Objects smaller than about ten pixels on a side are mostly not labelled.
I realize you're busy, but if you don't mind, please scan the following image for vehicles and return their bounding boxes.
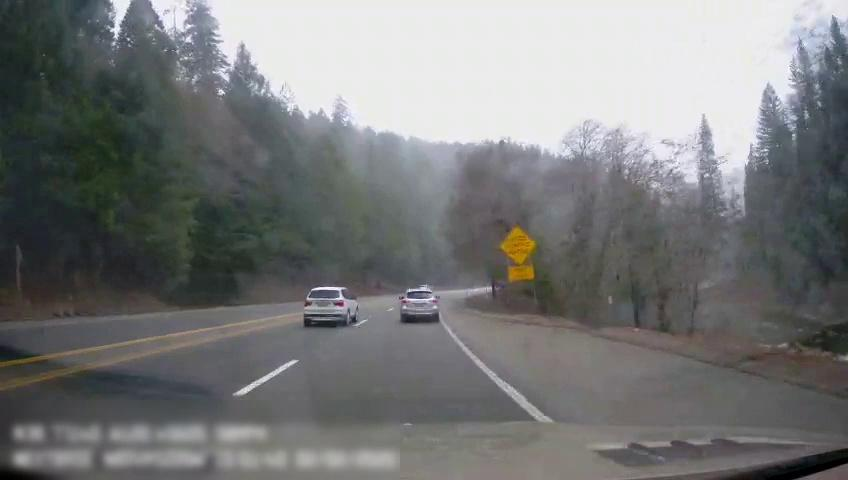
[418,284,431,289]
[303,287,359,326]
[398,288,440,322]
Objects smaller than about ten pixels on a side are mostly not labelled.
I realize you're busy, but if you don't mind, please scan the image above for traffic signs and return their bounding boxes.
[508,267,535,281]
[500,226,535,266]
